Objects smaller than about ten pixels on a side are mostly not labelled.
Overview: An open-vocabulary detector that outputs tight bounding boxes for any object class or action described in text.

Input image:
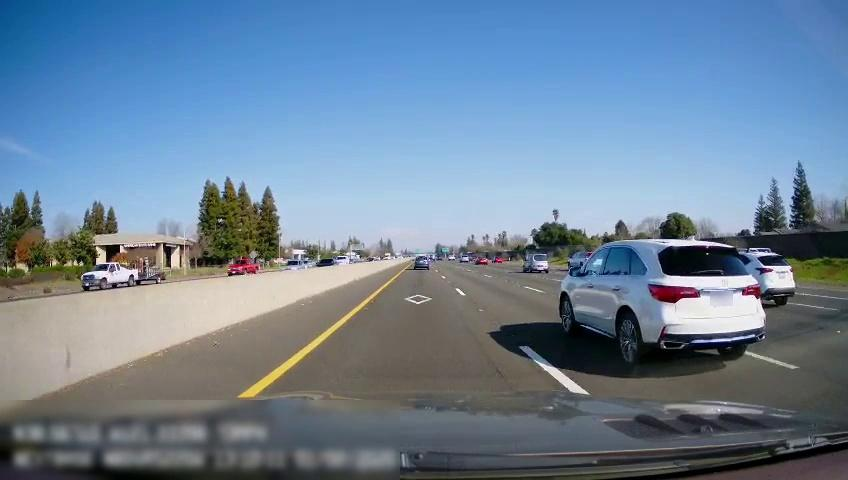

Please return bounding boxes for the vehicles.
[738,252,796,307]
[490,256,504,264]
[459,255,470,263]
[522,253,550,274]
[412,254,431,271]
[566,250,594,270]
[558,239,769,369]
[136,269,167,285]
[283,259,312,270]
[311,257,335,269]
[474,255,490,265]
[80,262,139,293]
[225,257,260,276]
[333,255,351,265]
